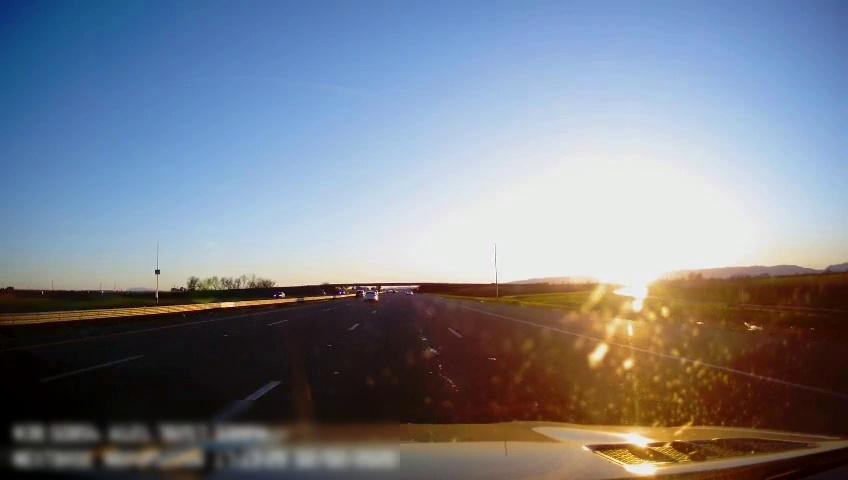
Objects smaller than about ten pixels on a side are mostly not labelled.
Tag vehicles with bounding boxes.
[273,291,286,299]
[364,291,379,303]
[355,290,366,298]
